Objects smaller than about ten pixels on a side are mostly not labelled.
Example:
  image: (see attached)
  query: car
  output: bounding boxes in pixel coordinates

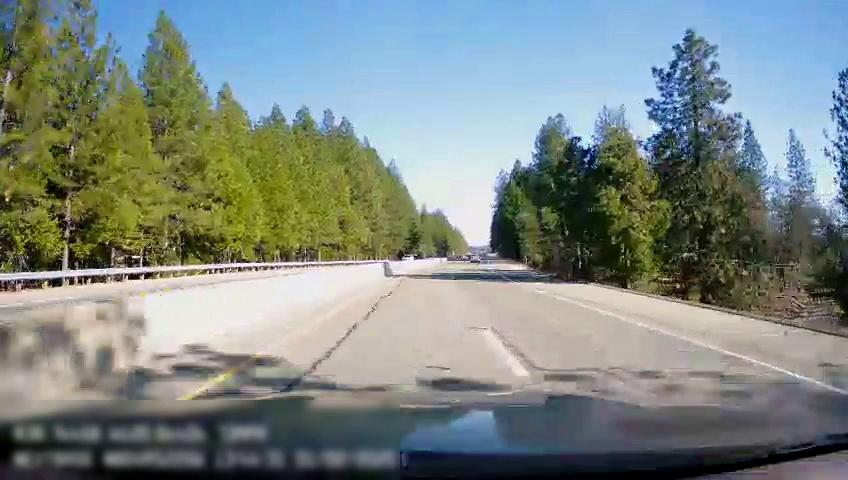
[470,253,481,264]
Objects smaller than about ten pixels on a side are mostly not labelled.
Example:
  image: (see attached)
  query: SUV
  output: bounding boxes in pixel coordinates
[401,254,415,261]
